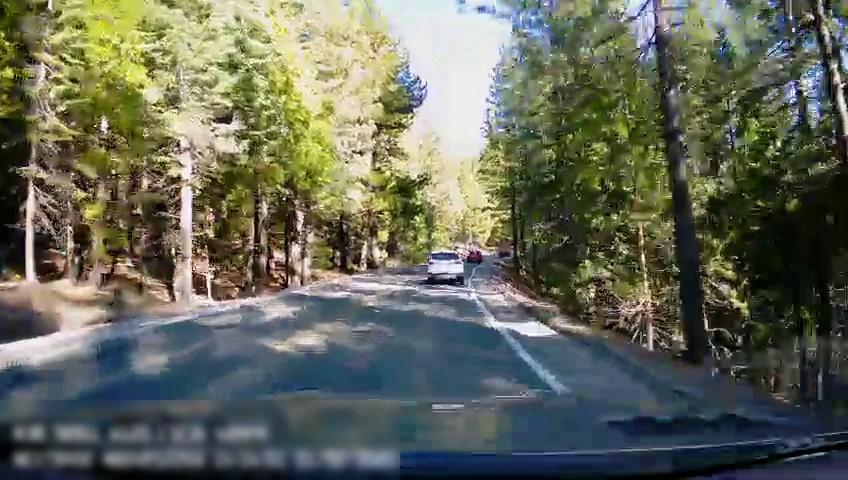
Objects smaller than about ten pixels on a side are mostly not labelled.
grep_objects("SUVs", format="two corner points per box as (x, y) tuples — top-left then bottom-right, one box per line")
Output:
(426, 249), (466, 285)
(466, 250), (482, 264)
